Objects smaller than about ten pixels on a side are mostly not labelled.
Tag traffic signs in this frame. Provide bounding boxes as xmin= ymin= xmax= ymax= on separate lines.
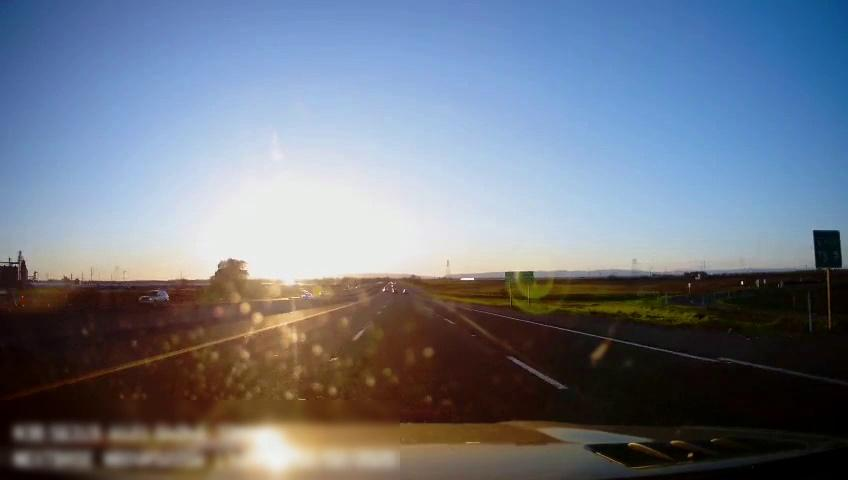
xmin=813 ymin=229 xmax=844 ymax=270
xmin=505 ymin=271 xmax=536 ymax=288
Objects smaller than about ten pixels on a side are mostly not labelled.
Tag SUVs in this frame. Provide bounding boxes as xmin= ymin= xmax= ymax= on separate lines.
xmin=137 ymin=290 xmax=169 ymax=307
